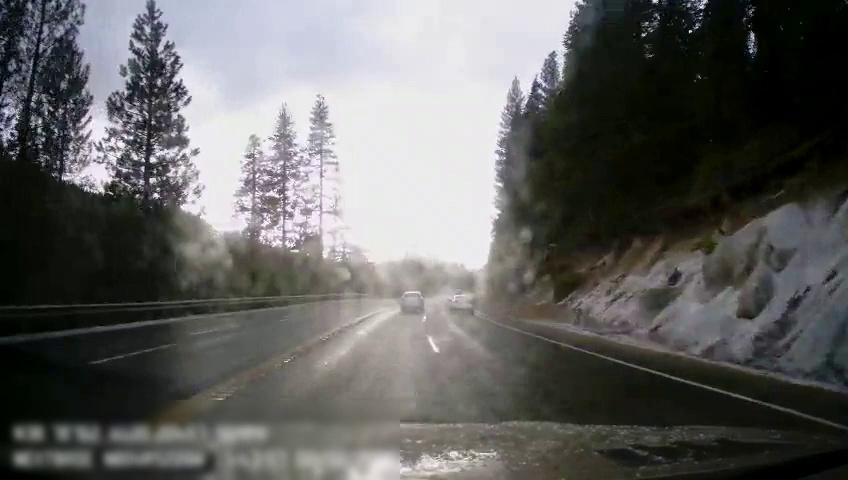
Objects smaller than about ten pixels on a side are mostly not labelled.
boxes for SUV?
[399,290,425,313]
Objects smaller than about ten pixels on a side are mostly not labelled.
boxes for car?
[448,295,474,315]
